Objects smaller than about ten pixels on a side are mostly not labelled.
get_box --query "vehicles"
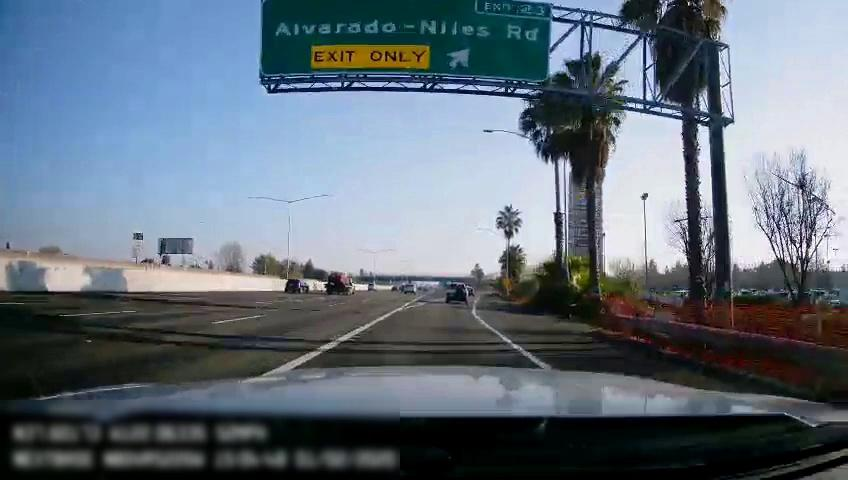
[366,282,378,291]
[323,271,356,295]
[284,279,310,294]
[466,285,474,296]
[445,282,469,305]
[403,283,417,295]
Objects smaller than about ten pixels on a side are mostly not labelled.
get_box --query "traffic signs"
[260,0,554,83]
